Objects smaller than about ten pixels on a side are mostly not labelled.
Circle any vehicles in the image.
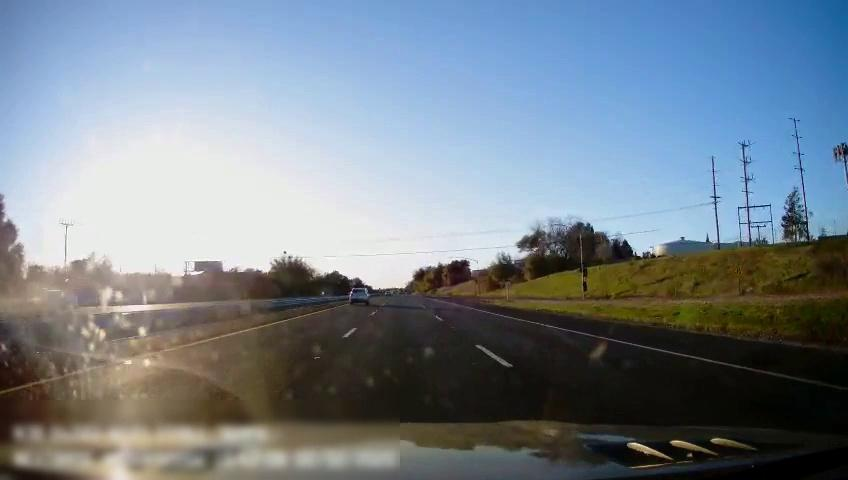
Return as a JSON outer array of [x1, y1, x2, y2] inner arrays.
[[349, 286, 373, 306], [30, 289, 78, 314]]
